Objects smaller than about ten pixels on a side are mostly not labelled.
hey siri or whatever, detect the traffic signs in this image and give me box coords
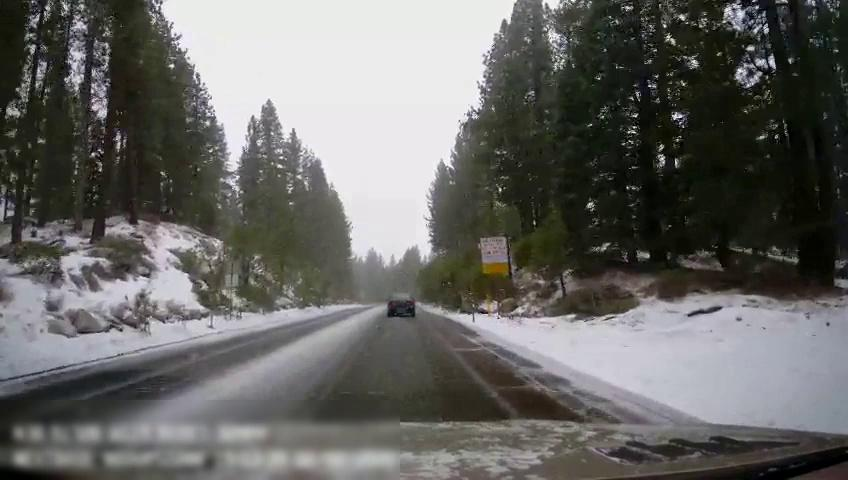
[480,237,508,264]
[482,263,508,274]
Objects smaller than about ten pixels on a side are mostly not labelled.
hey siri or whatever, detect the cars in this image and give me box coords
[387,292,416,318]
